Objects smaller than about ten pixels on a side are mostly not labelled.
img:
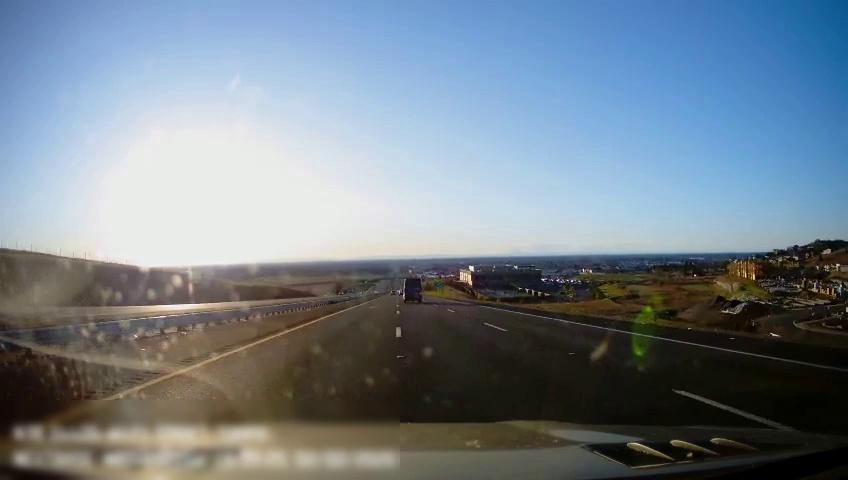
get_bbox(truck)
[404,278,422,304]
